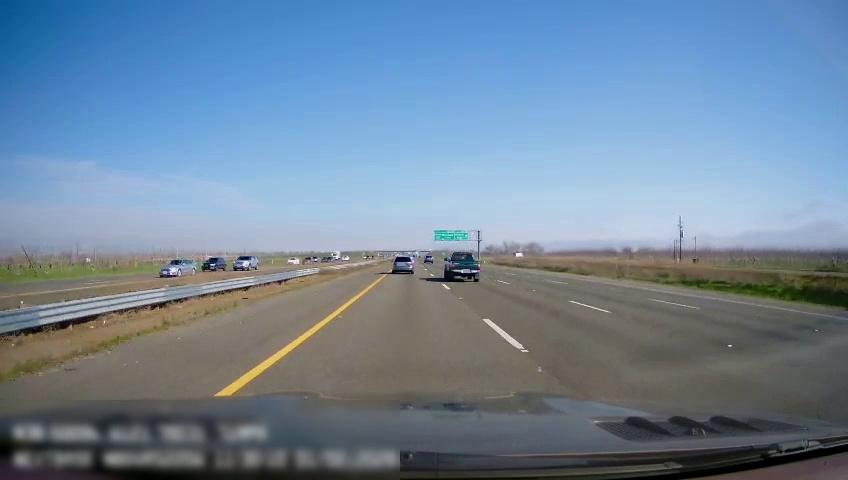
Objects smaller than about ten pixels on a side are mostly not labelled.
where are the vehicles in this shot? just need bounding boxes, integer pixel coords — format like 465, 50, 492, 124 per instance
392, 255, 415, 275
159, 260, 197, 278
287, 256, 300, 266
233, 256, 260, 272
201, 257, 228, 272
302, 256, 316, 266
443, 252, 481, 282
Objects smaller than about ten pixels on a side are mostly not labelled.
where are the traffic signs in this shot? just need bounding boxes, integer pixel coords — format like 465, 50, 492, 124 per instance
433, 229, 470, 241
